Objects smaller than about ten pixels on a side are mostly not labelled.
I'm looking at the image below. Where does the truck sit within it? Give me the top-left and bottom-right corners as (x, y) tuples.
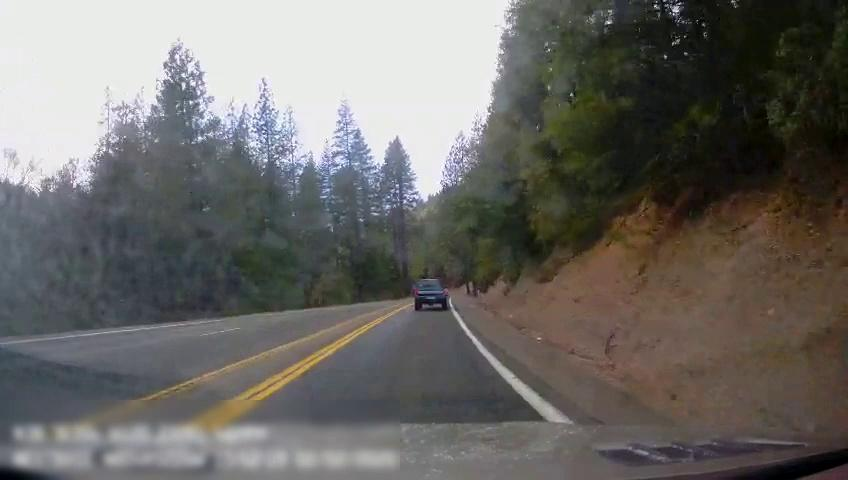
(414, 278), (449, 311)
